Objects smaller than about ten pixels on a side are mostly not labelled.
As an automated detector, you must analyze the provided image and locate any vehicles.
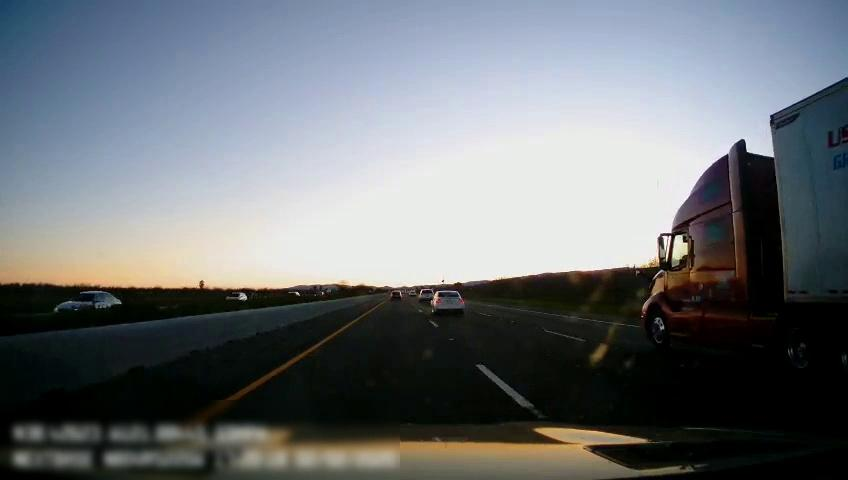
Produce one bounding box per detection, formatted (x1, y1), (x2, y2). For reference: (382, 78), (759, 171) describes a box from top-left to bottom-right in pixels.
(287, 291), (301, 297)
(224, 291), (248, 301)
(430, 290), (464, 315)
(389, 290), (403, 302)
(52, 290), (122, 314)
(418, 288), (435, 301)
(638, 74), (848, 384)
